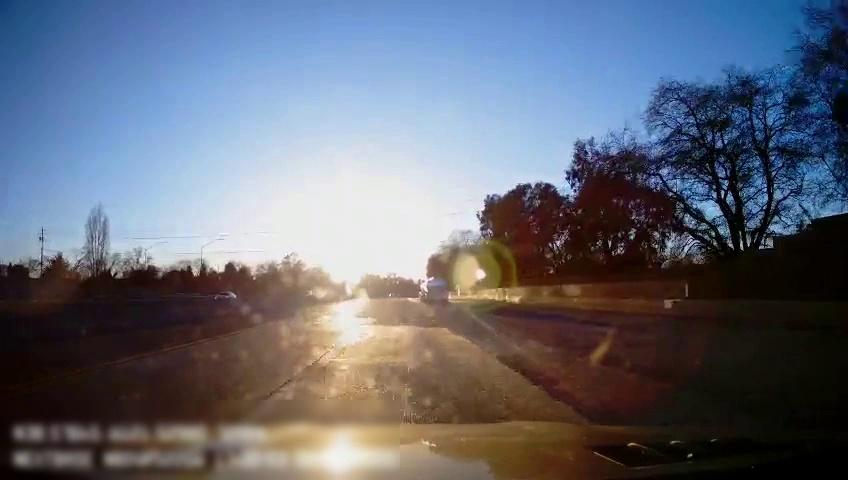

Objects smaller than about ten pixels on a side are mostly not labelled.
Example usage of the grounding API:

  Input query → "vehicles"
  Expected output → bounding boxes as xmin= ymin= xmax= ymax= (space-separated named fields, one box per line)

xmin=420 ymin=277 xmax=448 ymax=304
xmin=214 ymin=291 xmax=237 ymax=300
